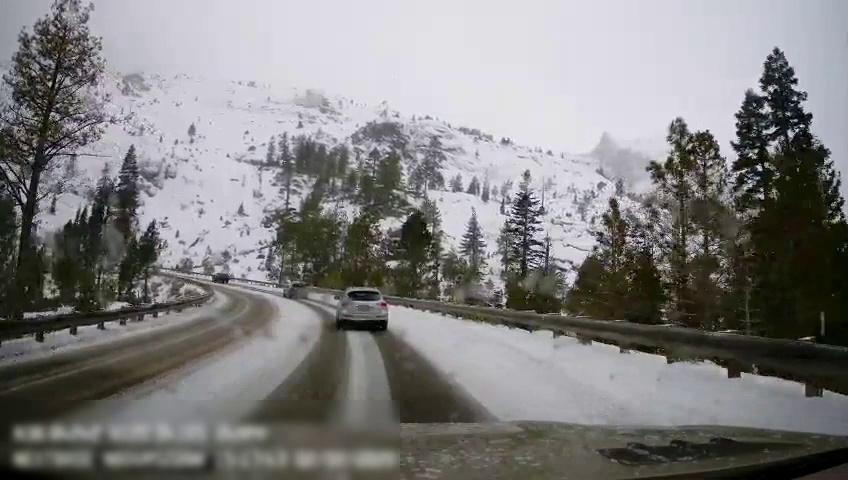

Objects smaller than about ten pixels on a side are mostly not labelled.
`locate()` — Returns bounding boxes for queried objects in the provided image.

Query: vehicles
[283,283,308,300]
[333,286,389,332]
[212,273,229,284]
